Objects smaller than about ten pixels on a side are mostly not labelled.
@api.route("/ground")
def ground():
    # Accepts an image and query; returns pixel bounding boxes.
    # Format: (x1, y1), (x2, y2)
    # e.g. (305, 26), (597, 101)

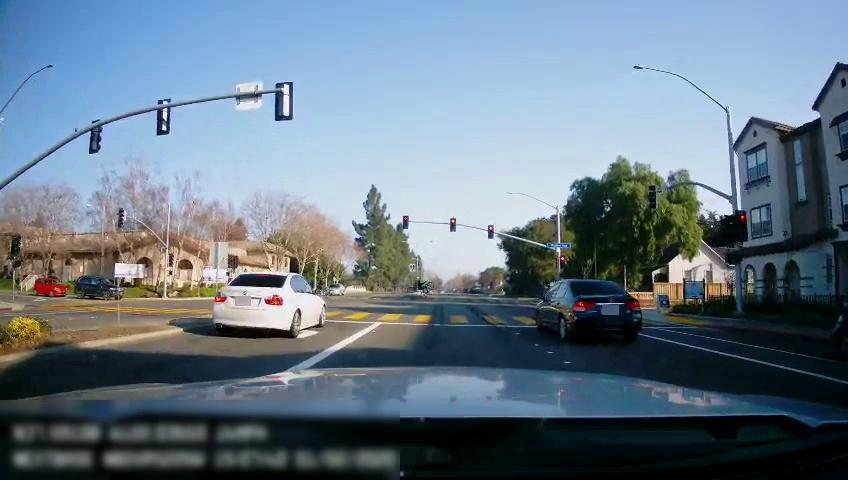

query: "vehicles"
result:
(325, 283), (345, 297)
(211, 270), (328, 340)
(73, 276), (122, 299)
(827, 310), (848, 355)
(533, 277), (642, 342)
(31, 278), (67, 298)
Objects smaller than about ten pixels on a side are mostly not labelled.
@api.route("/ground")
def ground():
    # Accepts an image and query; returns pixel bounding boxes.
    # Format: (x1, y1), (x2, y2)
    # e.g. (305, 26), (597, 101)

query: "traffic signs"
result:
(408, 263), (419, 273)
(549, 242), (577, 250)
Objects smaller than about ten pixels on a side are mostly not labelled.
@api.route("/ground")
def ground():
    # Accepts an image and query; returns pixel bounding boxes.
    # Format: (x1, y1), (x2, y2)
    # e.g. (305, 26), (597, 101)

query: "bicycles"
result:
(415, 277), (428, 292)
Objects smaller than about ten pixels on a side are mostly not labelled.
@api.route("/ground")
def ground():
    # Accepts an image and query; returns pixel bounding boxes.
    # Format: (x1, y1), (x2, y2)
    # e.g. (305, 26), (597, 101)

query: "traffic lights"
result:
(154, 97), (172, 137)
(735, 209), (748, 241)
(273, 79), (295, 123)
(560, 254), (570, 266)
(647, 183), (658, 211)
(487, 224), (495, 240)
(401, 215), (410, 230)
(722, 214), (732, 241)
(168, 252), (174, 266)
(448, 217), (457, 233)
(116, 206), (126, 228)
(88, 119), (105, 155)
(9, 234), (22, 260)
